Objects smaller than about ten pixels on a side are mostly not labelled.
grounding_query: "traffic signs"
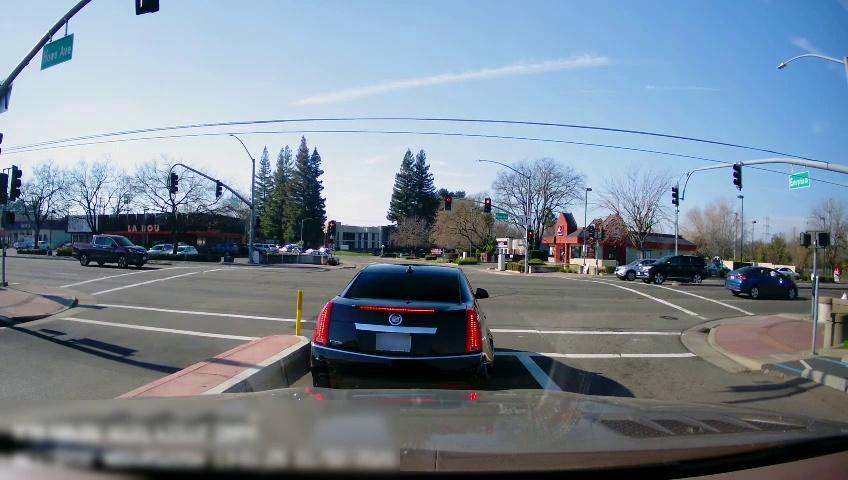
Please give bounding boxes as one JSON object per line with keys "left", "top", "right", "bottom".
{"left": 40, "top": 33, "right": 74, "bottom": 70}
{"left": 496, "top": 212, "right": 508, "bottom": 219}
{"left": 789, "top": 171, "right": 810, "bottom": 189}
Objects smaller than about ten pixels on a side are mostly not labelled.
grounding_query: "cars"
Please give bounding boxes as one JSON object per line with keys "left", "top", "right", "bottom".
{"left": 172, "top": 245, "right": 198, "bottom": 257}
{"left": 726, "top": 266, "right": 798, "bottom": 298}
{"left": 310, "top": 263, "right": 495, "bottom": 391}
{"left": 147, "top": 245, "right": 173, "bottom": 257}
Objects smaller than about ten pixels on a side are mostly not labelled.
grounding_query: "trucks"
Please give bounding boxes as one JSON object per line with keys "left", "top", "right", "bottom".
{"left": 72, "top": 235, "right": 148, "bottom": 269}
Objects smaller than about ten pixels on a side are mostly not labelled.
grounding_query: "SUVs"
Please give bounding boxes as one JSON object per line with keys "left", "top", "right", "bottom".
{"left": 637, "top": 256, "right": 711, "bottom": 285}
{"left": 615, "top": 259, "right": 658, "bottom": 281}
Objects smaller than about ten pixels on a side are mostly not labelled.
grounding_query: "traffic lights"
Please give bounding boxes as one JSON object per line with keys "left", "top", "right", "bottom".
{"left": 600, "top": 225, "right": 606, "bottom": 238}
{"left": 445, "top": 195, "right": 452, "bottom": 210}
{"left": 0, "top": 173, "right": 9, "bottom": 205}
{"left": 135, "top": 0, "right": 160, "bottom": 16}
{"left": 214, "top": 179, "right": 223, "bottom": 198}
{"left": 588, "top": 225, "right": 595, "bottom": 238}
{"left": 0, "top": 132, "right": 4, "bottom": 153}
{"left": 2, "top": 212, "right": 15, "bottom": 226}
{"left": 815, "top": 232, "right": 831, "bottom": 248}
{"left": 799, "top": 232, "right": 814, "bottom": 248}
{"left": 169, "top": 173, "right": 178, "bottom": 193}
{"left": 10, "top": 165, "right": 23, "bottom": 202}
{"left": 484, "top": 198, "right": 491, "bottom": 212}
{"left": 328, "top": 221, "right": 336, "bottom": 235}
{"left": 732, "top": 162, "right": 742, "bottom": 188}
{"left": 670, "top": 187, "right": 679, "bottom": 206}
{"left": 527, "top": 228, "right": 534, "bottom": 241}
